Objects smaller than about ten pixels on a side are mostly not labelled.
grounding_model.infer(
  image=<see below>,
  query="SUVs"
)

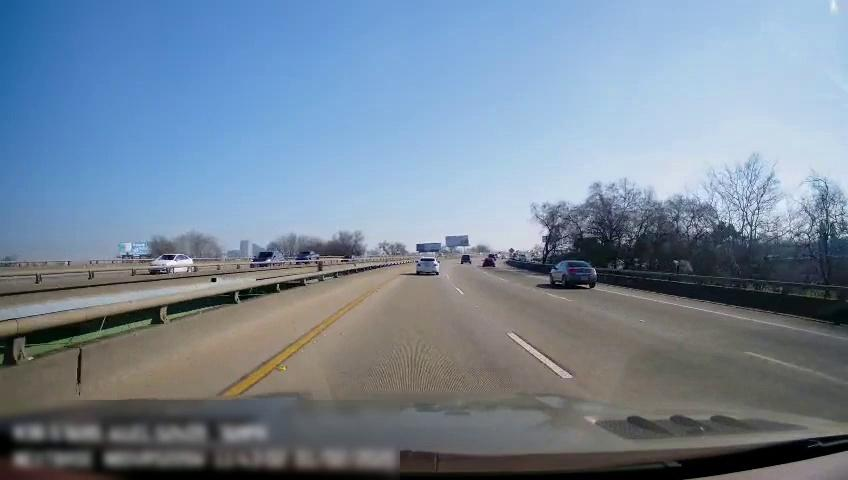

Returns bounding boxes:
[249,250,284,268]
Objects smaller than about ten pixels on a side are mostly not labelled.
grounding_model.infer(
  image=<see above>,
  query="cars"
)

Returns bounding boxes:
[150,253,196,274]
[415,255,440,276]
[482,258,495,267]
[549,260,597,288]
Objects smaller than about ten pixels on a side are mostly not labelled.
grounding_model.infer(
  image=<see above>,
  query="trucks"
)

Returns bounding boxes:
[460,254,472,264]
[295,249,320,265]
